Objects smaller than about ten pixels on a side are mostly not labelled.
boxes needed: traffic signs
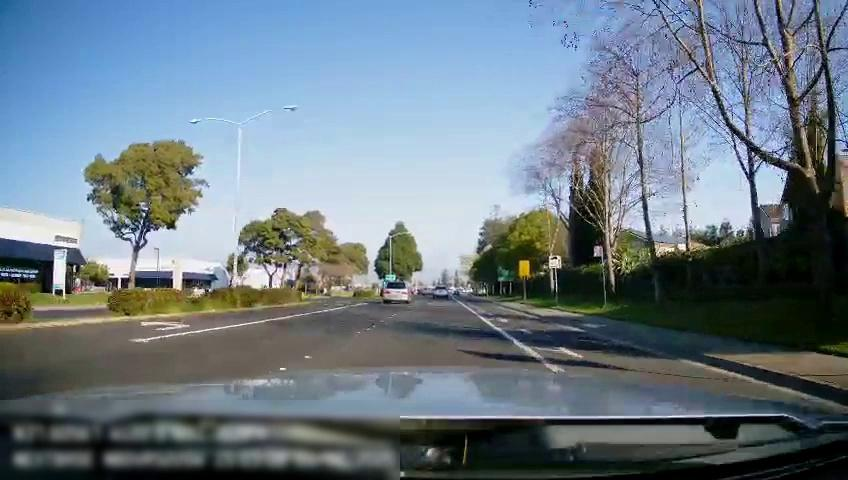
[384,273,397,281]
[548,254,562,270]
[593,245,602,257]
[496,268,515,282]
[518,259,531,278]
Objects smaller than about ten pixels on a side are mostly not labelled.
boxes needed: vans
[382,280,415,305]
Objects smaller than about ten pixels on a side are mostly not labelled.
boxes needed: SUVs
[431,284,449,299]
[421,286,434,296]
